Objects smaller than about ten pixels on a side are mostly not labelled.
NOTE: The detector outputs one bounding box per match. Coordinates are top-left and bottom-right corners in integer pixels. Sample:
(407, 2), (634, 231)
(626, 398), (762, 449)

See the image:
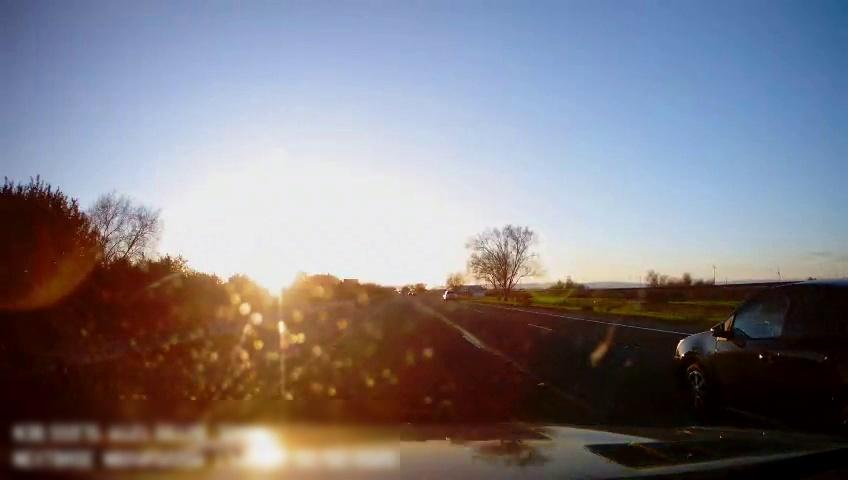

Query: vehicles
(441, 289), (458, 301)
(670, 279), (848, 435)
